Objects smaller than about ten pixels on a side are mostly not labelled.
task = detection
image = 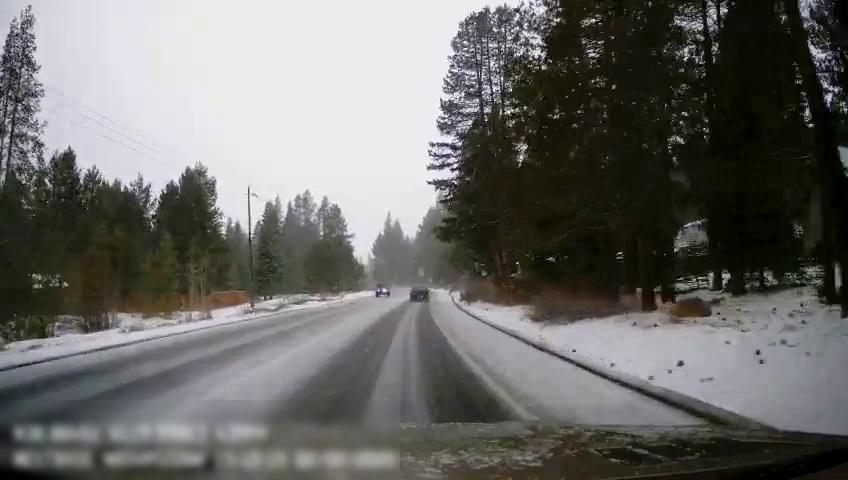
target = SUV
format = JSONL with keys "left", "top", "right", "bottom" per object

{"left": 375, "top": 282, "right": 391, "bottom": 298}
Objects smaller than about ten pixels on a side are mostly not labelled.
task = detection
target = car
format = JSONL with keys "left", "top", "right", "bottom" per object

{"left": 409, "top": 285, "right": 431, "bottom": 303}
